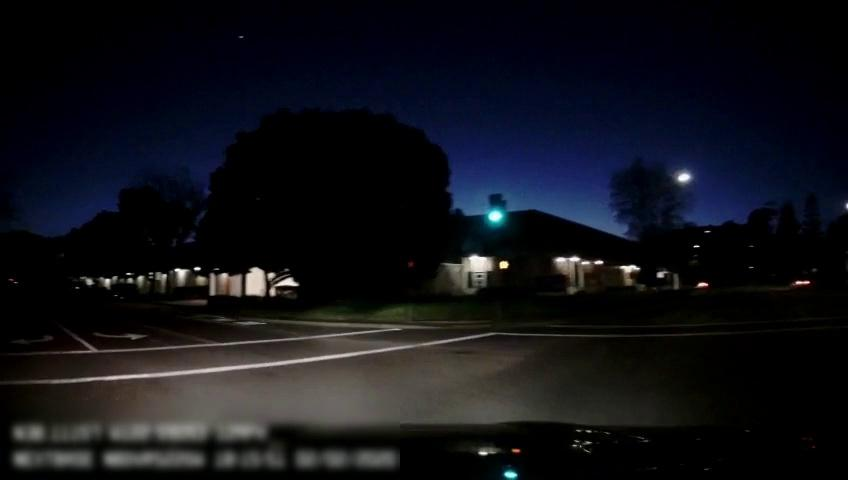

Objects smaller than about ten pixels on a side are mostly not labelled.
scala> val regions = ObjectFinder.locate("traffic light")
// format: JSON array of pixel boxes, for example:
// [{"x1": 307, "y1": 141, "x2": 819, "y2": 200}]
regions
[{"x1": 489, "y1": 193, "x2": 502, "y2": 220}]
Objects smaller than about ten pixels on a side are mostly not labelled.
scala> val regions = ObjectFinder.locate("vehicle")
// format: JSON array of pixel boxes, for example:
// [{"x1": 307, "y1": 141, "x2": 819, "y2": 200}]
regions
[{"x1": 792, "y1": 277, "x2": 811, "y2": 289}]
